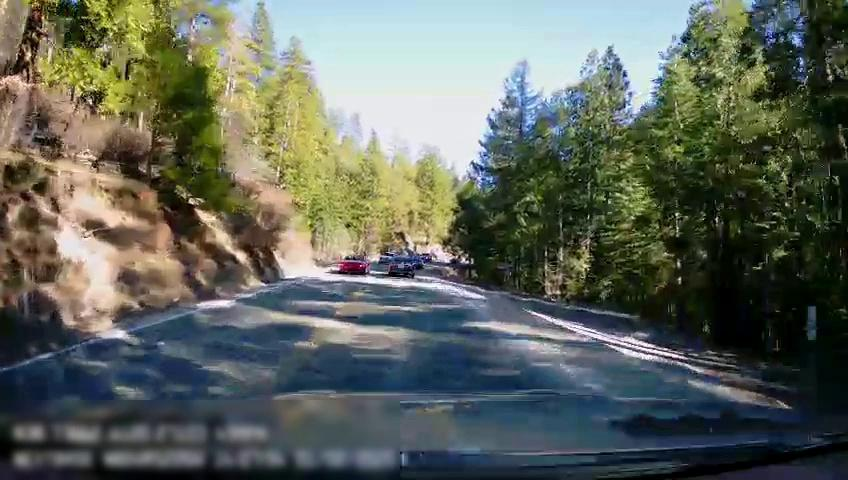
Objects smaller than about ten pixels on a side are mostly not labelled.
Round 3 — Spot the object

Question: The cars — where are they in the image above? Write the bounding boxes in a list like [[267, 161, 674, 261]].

[[408, 256, 425, 270], [386, 254, 416, 279], [337, 255, 371, 275]]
